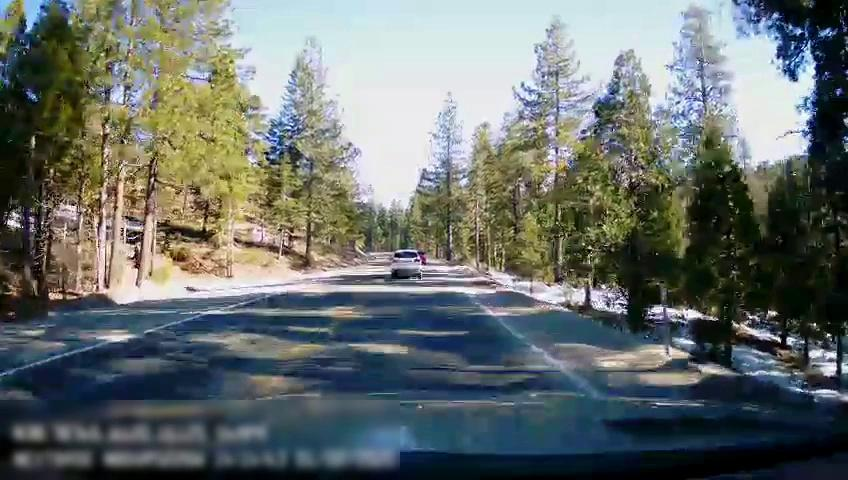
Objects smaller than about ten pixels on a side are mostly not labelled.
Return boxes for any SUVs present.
[412,250,427,265]
[390,249,423,279]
